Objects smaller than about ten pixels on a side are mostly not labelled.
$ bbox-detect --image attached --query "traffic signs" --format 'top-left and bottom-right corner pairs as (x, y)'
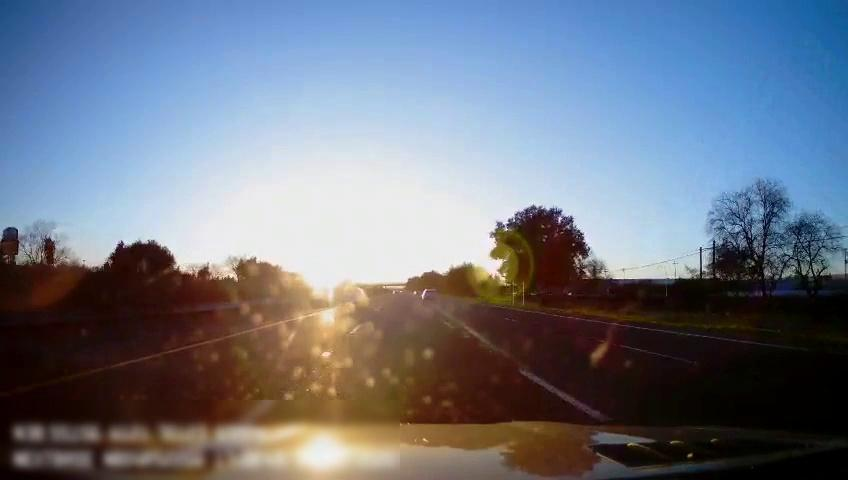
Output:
(511, 270), (531, 289)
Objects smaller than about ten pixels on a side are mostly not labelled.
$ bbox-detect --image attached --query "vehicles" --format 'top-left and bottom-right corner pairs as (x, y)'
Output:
(422, 287), (439, 301)
(336, 287), (368, 314)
